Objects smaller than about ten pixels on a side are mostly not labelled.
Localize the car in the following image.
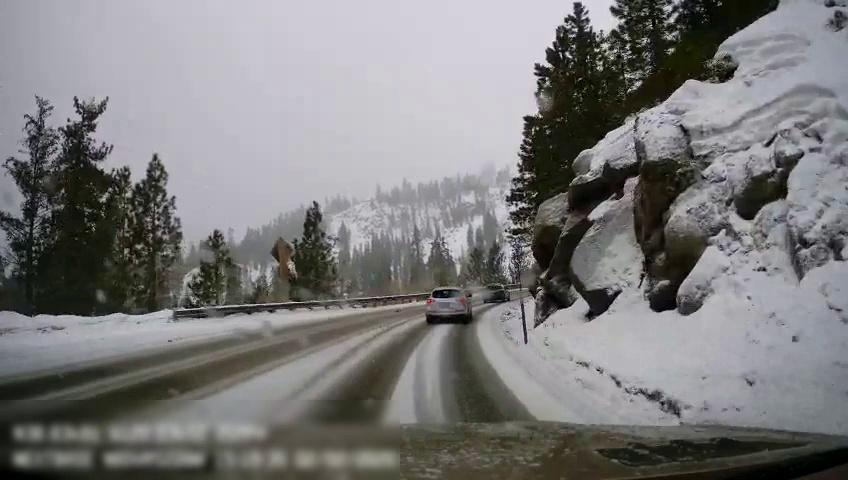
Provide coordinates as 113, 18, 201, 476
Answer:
483, 284, 511, 304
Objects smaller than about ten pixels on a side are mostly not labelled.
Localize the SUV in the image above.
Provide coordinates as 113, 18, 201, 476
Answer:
426, 287, 472, 324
